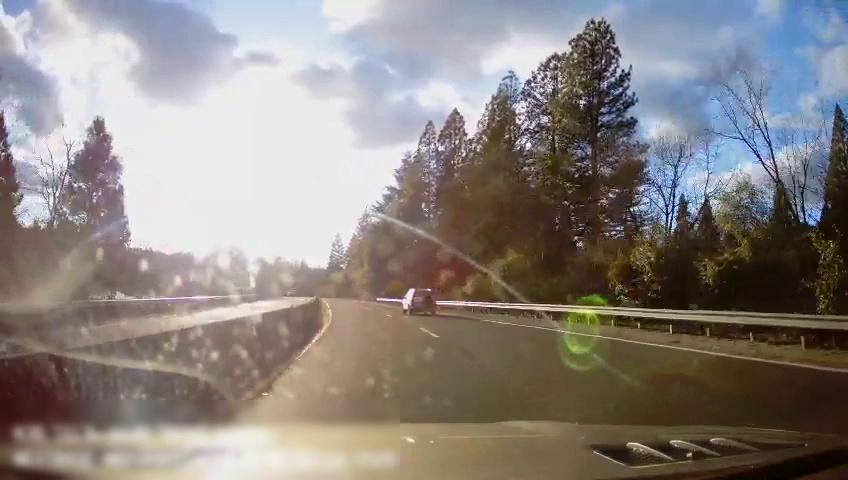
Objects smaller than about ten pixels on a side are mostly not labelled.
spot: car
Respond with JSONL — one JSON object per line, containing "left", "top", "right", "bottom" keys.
{"left": 401, "top": 287, "right": 436, "bottom": 316}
